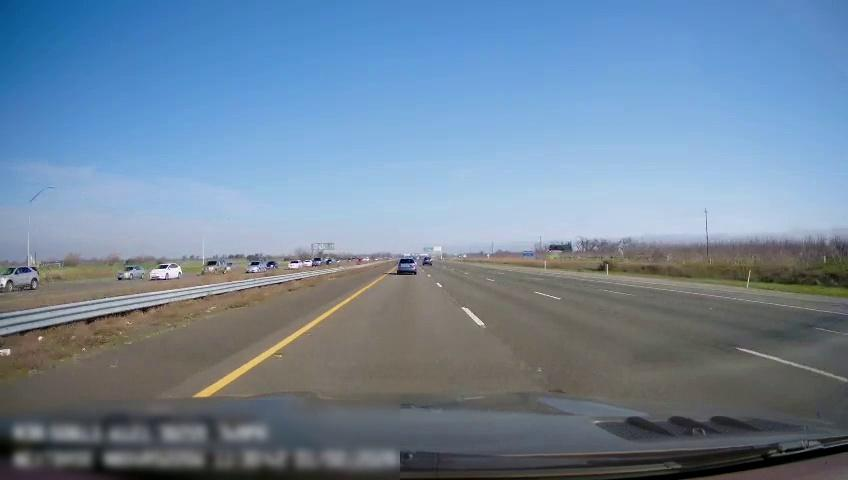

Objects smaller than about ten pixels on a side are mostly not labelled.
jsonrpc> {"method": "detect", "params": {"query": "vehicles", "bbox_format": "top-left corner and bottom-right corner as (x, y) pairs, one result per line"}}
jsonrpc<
(200, 259), (228, 275)
(225, 262), (242, 273)
(266, 261), (280, 270)
(311, 257), (326, 268)
(115, 266), (146, 281)
(0, 266), (41, 294)
(422, 257), (433, 266)
(245, 260), (268, 274)
(288, 259), (304, 271)
(396, 257), (417, 275)
(149, 263), (183, 281)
